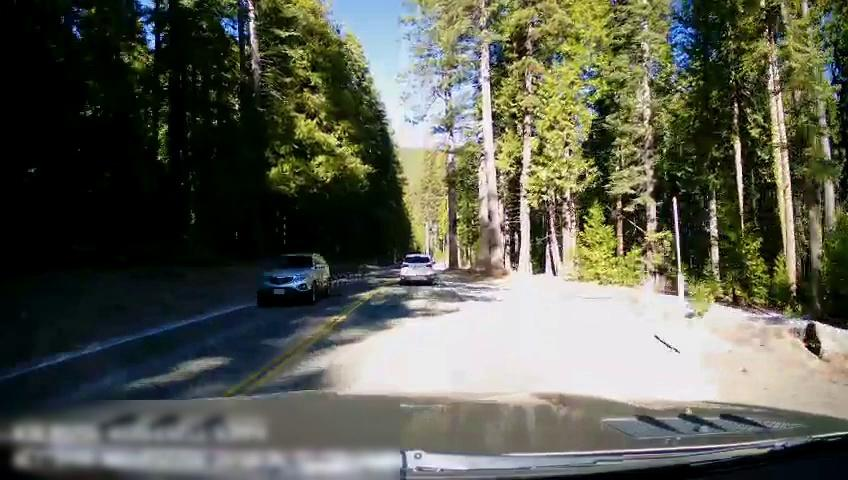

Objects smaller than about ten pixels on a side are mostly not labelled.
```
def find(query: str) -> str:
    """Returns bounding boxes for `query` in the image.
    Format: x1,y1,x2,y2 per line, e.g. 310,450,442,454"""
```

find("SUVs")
399,253,437,285
256,252,333,309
